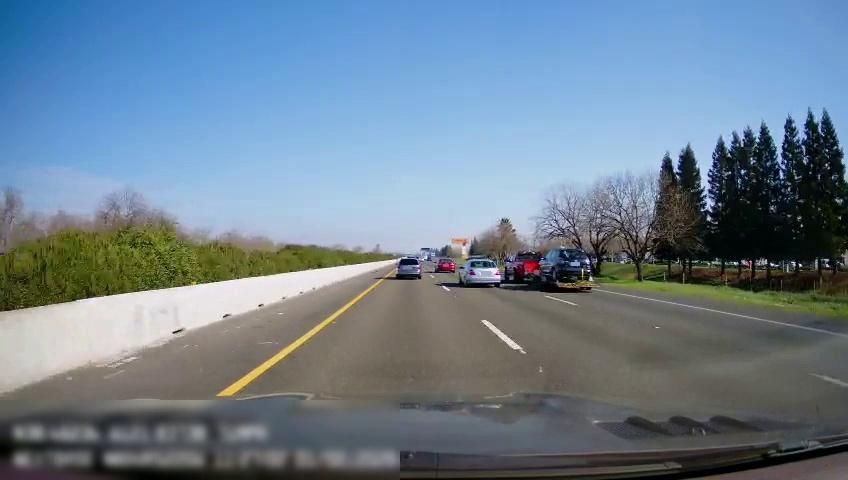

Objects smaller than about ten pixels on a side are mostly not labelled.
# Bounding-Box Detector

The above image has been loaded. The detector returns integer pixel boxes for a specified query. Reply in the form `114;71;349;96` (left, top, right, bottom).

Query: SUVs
396;257;424;279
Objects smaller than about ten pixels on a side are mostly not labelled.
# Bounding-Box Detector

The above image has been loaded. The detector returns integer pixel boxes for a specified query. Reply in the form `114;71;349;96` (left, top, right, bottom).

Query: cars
457;258;502;289
435;256;456;272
